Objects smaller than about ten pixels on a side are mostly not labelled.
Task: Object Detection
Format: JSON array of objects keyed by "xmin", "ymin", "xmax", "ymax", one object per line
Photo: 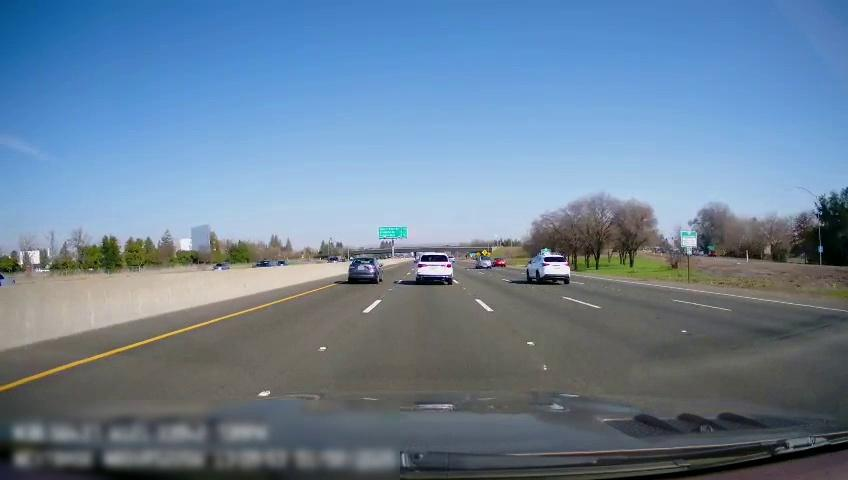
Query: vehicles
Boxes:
[
  {"xmin": 492, "ymin": 256, "xmax": 507, "ymax": 268},
  {"xmin": 475, "ymin": 255, "xmax": 492, "ymax": 269},
  {"xmin": 347, "ymin": 256, "xmax": 386, "ymax": 285},
  {"xmin": 211, "ymin": 263, "xmax": 230, "ymax": 271},
  {"xmin": 416, "ymin": 251, "xmax": 454, "ymax": 286},
  {"xmin": 273, "ymin": 260, "xmax": 289, "ymax": 266},
  {"xmin": 527, "ymin": 254, "xmax": 571, "ymax": 285},
  {"xmin": 0, "ymin": 272, "xmax": 16, "ymax": 288},
  {"xmin": 252, "ymin": 259, "xmax": 272, "ymax": 268}
]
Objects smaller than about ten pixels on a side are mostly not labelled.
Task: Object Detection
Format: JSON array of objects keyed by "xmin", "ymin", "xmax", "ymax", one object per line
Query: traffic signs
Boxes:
[
  {"xmin": 377, "ymin": 227, "xmax": 408, "ymax": 239},
  {"xmin": 539, "ymin": 249, "xmax": 551, "ymax": 257},
  {"xmin": 680, "ymin": 230, "xmax": 697, "ymax": 249}
]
